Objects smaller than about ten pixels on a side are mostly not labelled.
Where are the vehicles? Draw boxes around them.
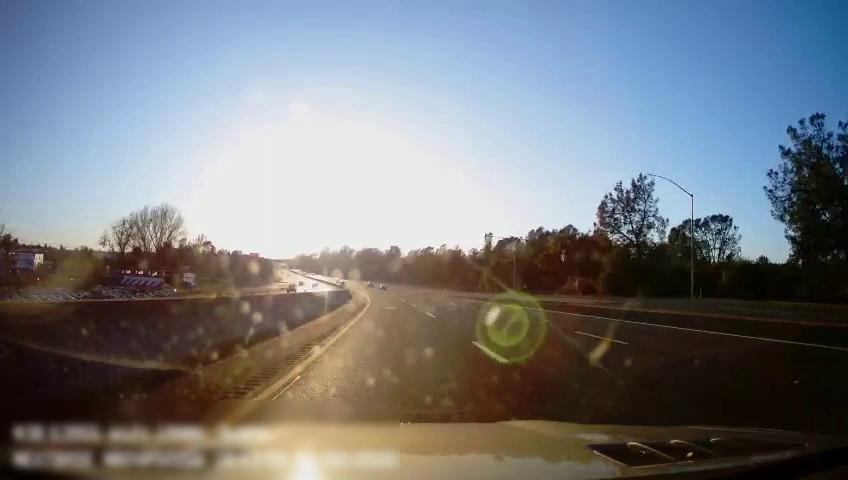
[286,283,298,294]
[180,282,196,290]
